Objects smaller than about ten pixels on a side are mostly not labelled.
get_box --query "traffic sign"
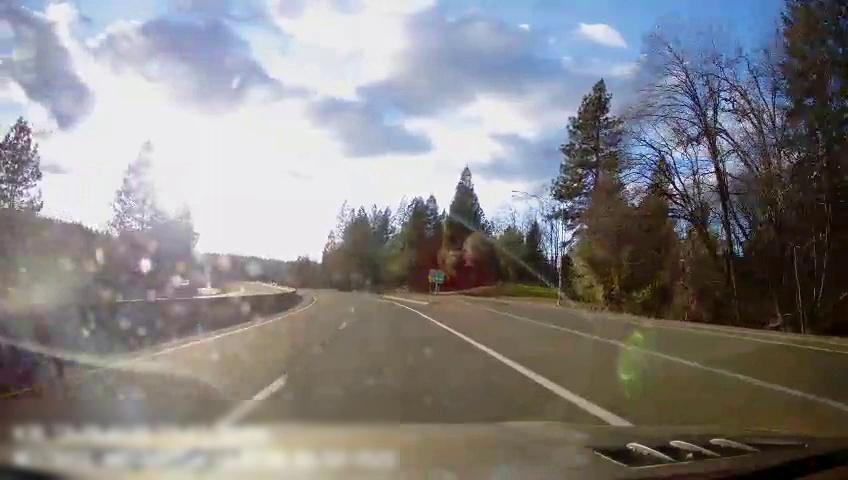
[434,271,445,282]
